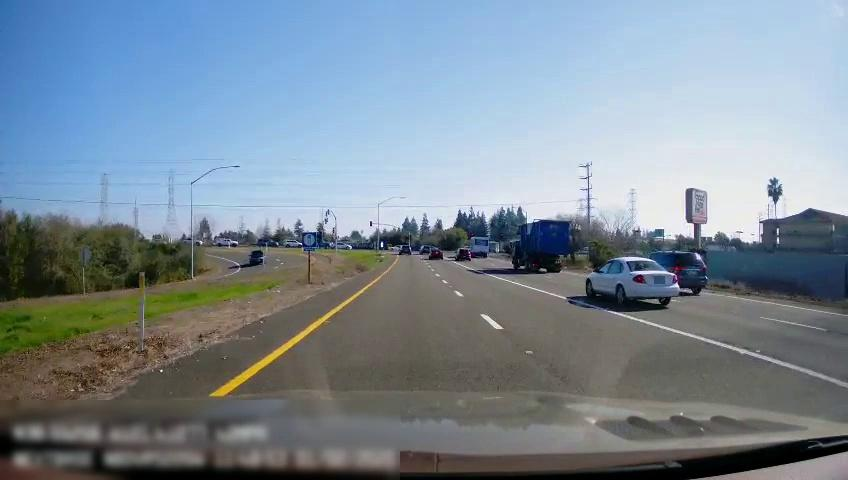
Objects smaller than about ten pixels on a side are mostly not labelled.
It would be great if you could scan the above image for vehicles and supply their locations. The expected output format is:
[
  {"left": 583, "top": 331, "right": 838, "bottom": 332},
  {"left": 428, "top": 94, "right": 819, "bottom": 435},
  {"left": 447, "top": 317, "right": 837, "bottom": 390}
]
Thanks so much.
[
  {"left": 418, "top": 244, "right": 431, "bottom": 256},
  {"left": 256, "top": 238, "right": 280, "bottom": 248},
  {"left": 647, "top": 251, "right": 708, "bottom": 296},
  {"left": 397, "top": 244, "right": 413, "bottom": 256},
  {"left": 427, "top": 248, "right": 444, "bottom": 260},
  {"left": 510, "top": 220, "right": 572, "bottom": 275},
  {"left": 247, "top": 249, "right": 267, "bottom": 267},
  {"left": 215, "top": 237, "right": 240, "bottom": 248},
  {"left": 180, "top": 237, "right": 203, "bottom": 247},
  {"left": 334, "top": 241, "right": 353, "bottom": 250},
  {"left": 585, "top": 257, "right": 680, "bottom": 309},
  {"left": 285, "top": 240, "right": 303, "bottom": 249},
  {"left": 467, "top": 236, "right": 490, "bottom": 258},
  {"left": 318, "top": 240, "right": 332, "bottom": 249},
  {"left": 455, "top": 246, "right": 472, "bottom": 262}
]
